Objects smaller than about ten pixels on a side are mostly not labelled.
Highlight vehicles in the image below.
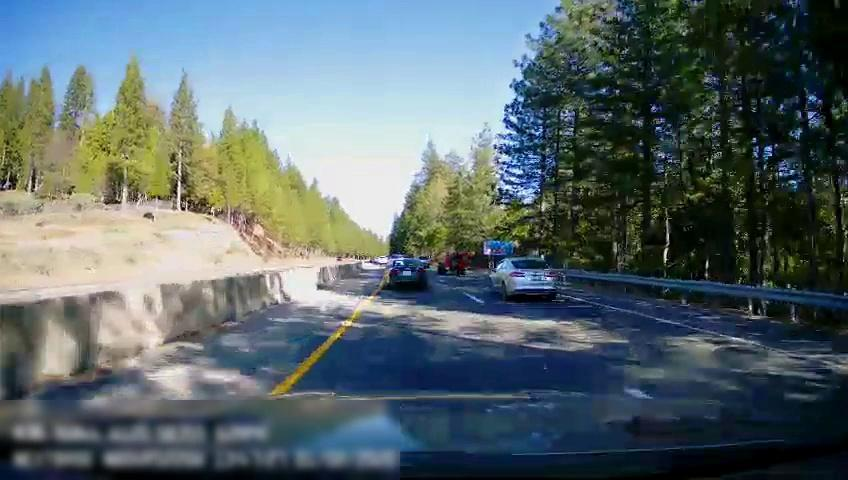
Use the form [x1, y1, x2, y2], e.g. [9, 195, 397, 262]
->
[388, 258, 427, 290]
[378, 255, 390, 264]
[439, 254, 464, 273]
[488, 257, 558, 303]
[417, 258, 431, 270]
